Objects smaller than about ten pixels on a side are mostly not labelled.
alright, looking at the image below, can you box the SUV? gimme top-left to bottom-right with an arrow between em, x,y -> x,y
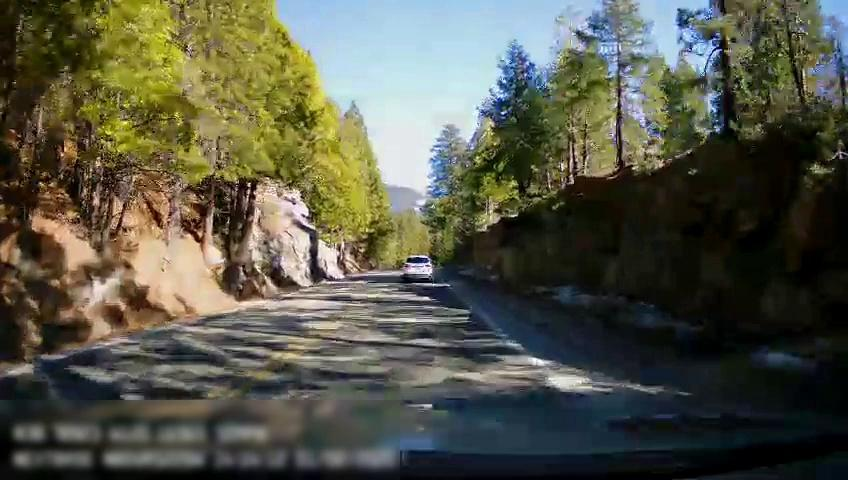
402,255 -> 433,284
